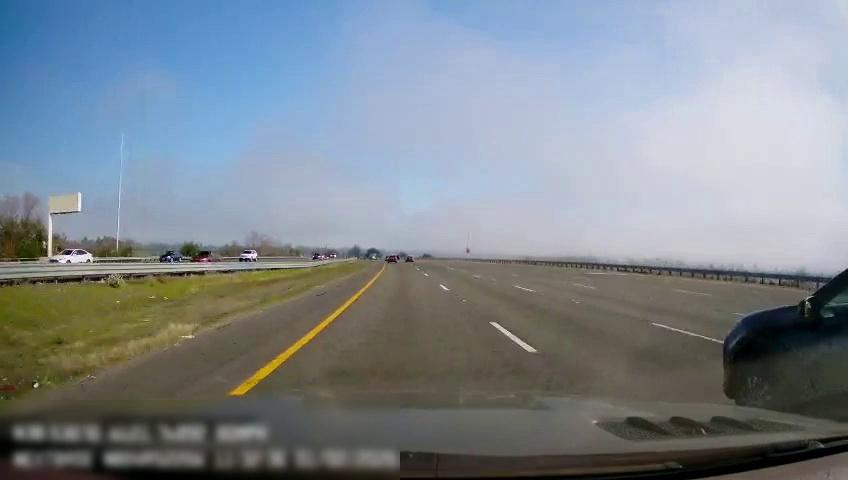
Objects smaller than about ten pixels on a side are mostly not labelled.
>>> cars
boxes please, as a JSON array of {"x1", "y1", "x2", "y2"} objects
[
  {"x1": 48, "y1": 248, "x2": 94, "y2": 265},
  {"x1": 159, "y1": 250, "x2": 183, "y2": 263},
  {"x1": 190, "y1": 250, "x2": 223, "y2": 263}
]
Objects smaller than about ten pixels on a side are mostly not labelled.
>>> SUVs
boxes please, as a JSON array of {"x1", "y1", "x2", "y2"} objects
[
  {"x1": 721, "y1": 265, "x2": 848, "y2": 423},
  {"x1": 238, "y1": 249, "x2": 259, "y2": 263}
]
